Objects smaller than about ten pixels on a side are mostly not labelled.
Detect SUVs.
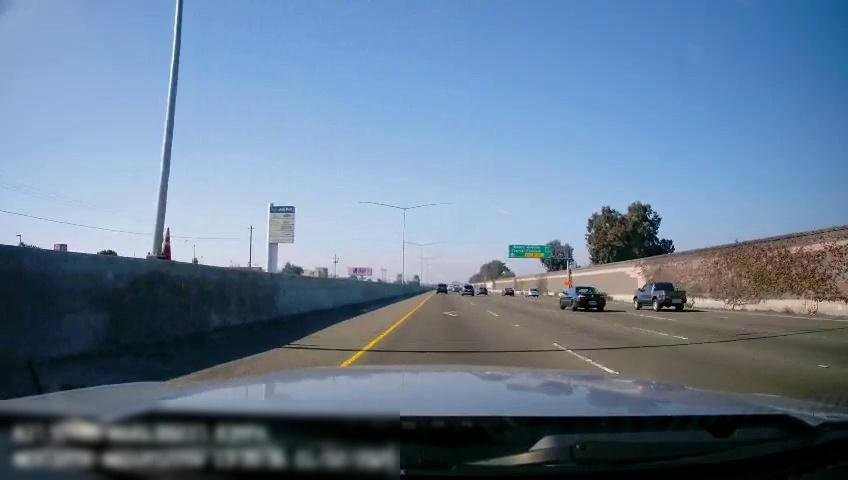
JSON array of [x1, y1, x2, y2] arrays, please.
[[461, 285, 474, 296], [436, 284, 448, 294]]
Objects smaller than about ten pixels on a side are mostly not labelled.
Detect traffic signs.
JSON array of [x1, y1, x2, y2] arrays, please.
[[508, 244, 554, 259]]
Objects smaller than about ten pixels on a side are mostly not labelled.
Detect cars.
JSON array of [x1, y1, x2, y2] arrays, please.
[[501, 287, 515, 296], [525, 288, 539, 297], [477, 287, 488, 295], [560, 286, 606, 311]]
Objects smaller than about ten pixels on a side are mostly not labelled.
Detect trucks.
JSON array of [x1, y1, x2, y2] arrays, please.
[[633, 282, 687, 312]]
